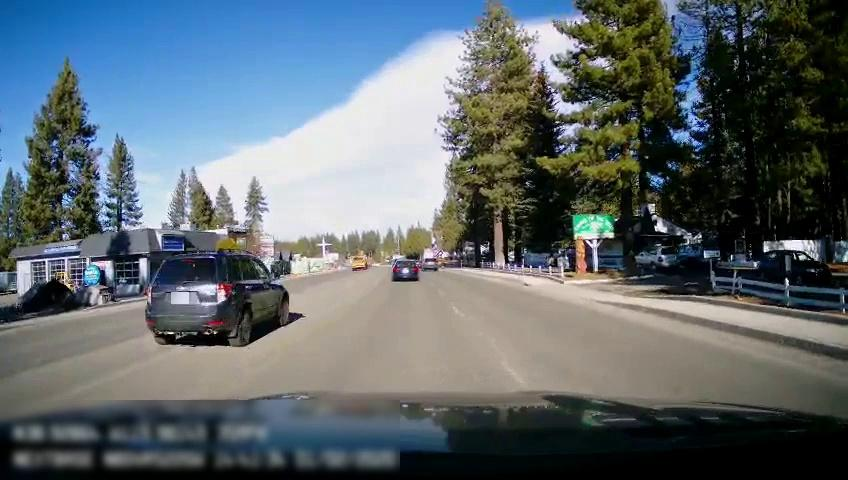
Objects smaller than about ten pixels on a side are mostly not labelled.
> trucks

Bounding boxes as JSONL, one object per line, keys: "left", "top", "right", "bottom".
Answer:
{"left": 350, "top": 256, "right": 369, "bottom": 272}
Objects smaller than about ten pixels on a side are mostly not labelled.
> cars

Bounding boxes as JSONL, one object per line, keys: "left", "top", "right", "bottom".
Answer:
{"left": 752, "top": 249, "right": 832, "bottom": 286}
{"left": 392, "top": 258, "right": 419, "bottom": 281}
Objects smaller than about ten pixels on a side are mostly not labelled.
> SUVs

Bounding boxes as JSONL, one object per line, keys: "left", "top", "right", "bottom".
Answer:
{"left": 634, "top": 245, "right": 682, "bottom": 273}
{"left": 421, "top": 255, "right": 439, "bottom": 271}
{"left": 143, "top": 249, "right": 292, "bottom": 349}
